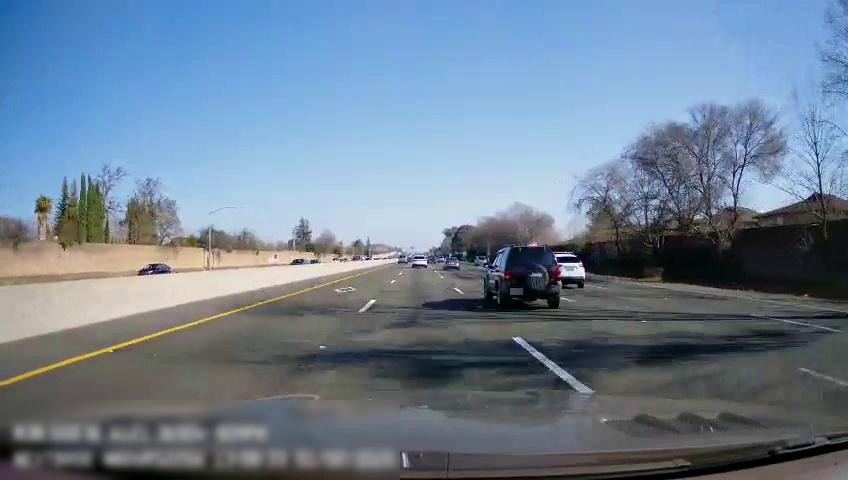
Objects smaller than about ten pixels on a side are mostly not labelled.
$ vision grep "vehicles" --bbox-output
[555,252,585,289]
[481,245,563,309]
[397,254,408,265]
[137,263,171,276]
[411,254,428,268]
[290,258,309,265]
[442,257,460,271]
